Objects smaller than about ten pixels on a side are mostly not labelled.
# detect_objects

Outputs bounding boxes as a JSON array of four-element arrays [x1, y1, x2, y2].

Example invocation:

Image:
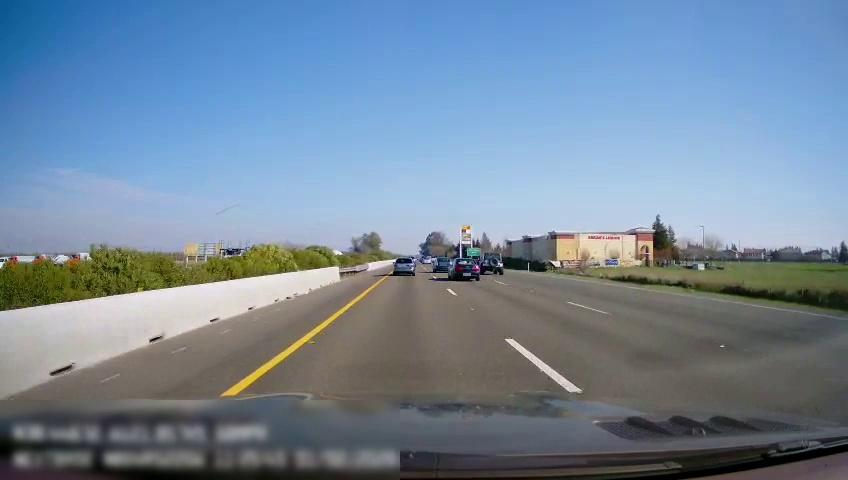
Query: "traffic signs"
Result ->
[[466, 247, 481, 257]]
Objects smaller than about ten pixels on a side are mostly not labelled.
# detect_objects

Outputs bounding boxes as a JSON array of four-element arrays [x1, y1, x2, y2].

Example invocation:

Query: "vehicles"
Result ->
[[474, 253, 504, 276], [391, 257, 417, 277], [431, 257, 452, 274], [422, 257, 434, 266], [447, 257, 481, 282]]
